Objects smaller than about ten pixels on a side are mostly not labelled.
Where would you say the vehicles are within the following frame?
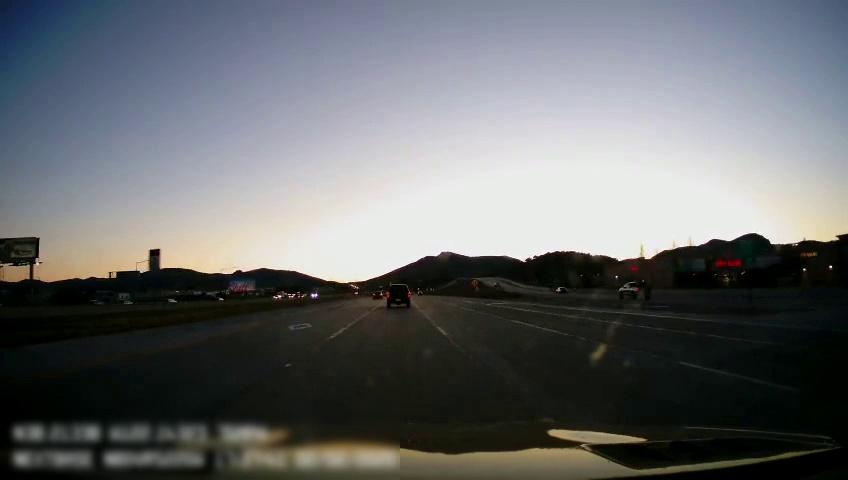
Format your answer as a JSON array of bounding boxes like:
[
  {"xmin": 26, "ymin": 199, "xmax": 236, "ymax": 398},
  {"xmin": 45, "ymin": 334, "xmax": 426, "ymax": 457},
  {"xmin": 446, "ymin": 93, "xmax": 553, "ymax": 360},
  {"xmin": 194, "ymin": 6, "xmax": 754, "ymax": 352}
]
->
[
  {"xmin": 618, "ymin": 280, "xmax": 652, "ymax": 300},
  {"xmin": 386, "ymin": 283, "xmax": 411, "ymax": 307},
  {"xmin": 115, "ymin": 300, "xmax": 133, "ymax": 305},
  {"xmin": 161, "ymin": 298, "xmax": 178, "ymax": 304},
  {"xmin": 211, "ymin": 296, "xmax": 225, "ymax": 302},
  {"xmin": 372, "ymin": 290, "xmax": 384, "ymax": 300},
  {"xmin": 555, "ymin": 286, "xmax": 568, "ymax": 294}
]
